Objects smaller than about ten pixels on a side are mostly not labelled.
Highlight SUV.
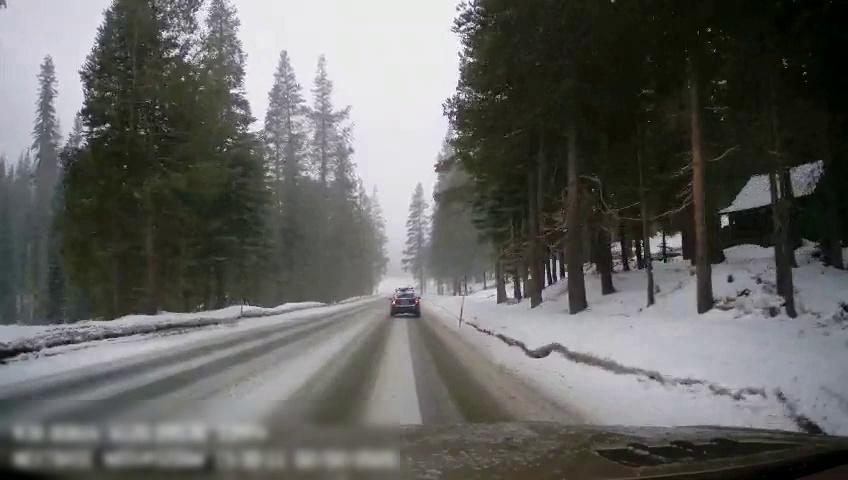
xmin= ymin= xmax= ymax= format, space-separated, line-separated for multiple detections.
xmin=389 ymin=286 xmax=422 ymax=317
